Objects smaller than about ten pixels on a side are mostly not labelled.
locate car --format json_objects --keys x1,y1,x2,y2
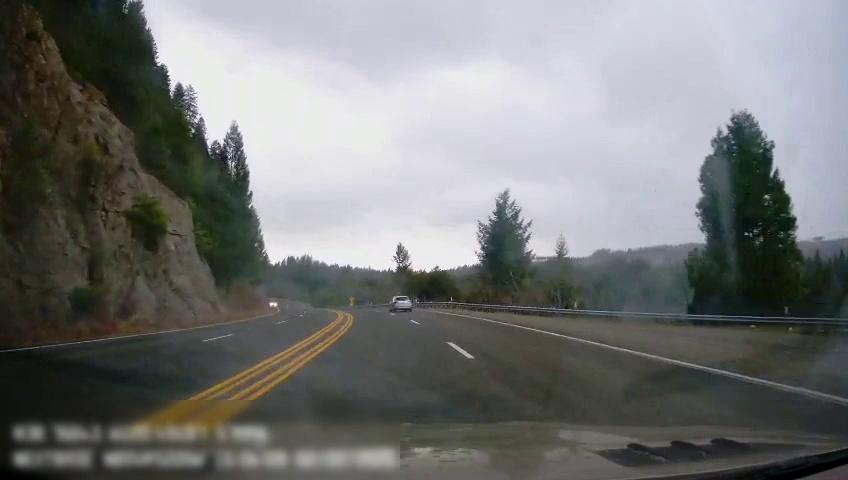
[{"x1": 389, "y1": 295, "x2": 413, "y2": 313}]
